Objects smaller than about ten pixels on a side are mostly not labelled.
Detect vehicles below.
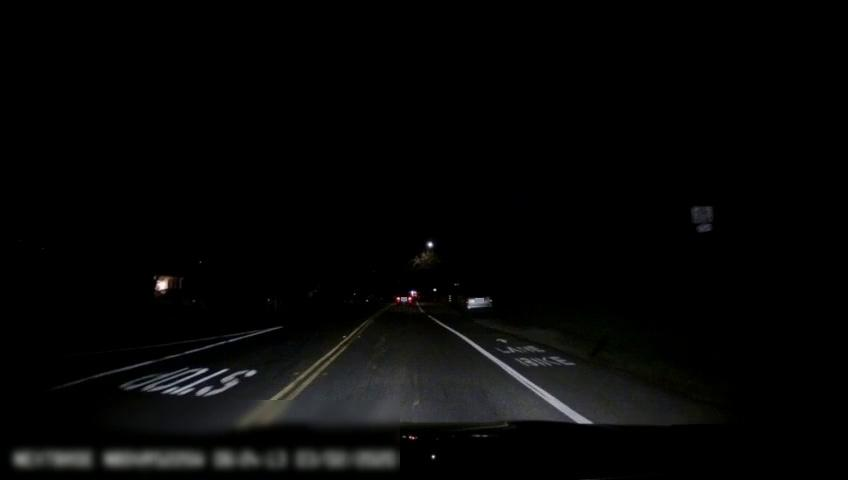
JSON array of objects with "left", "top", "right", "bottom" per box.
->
[
  {"left": 457, "top": 290, "right": 493, "bottom": 310},
  {"left": 390, "top": 286, "right": 421, "bottom": 313}
]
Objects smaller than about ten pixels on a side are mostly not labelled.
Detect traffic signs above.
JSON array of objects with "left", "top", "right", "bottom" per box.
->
[{"left": 692, "top": 207, "right": 714, "bottom": 233}]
